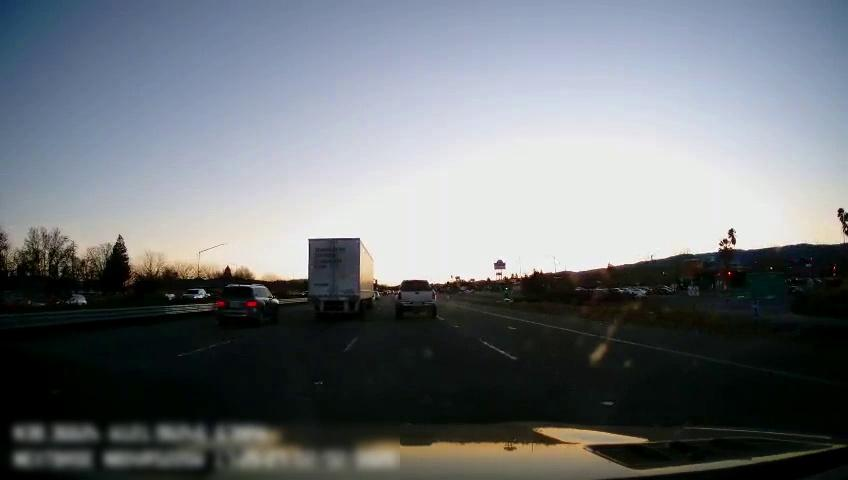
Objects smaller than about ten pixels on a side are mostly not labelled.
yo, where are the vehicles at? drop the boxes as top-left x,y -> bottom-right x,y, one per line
56,295 -> 87,309
183,288 -> 211,301
374,291 -> 381,300
301,291 -> 308,298
394,279 -> 438,324
307,237 -> 378,319
216,284 -> 280,329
